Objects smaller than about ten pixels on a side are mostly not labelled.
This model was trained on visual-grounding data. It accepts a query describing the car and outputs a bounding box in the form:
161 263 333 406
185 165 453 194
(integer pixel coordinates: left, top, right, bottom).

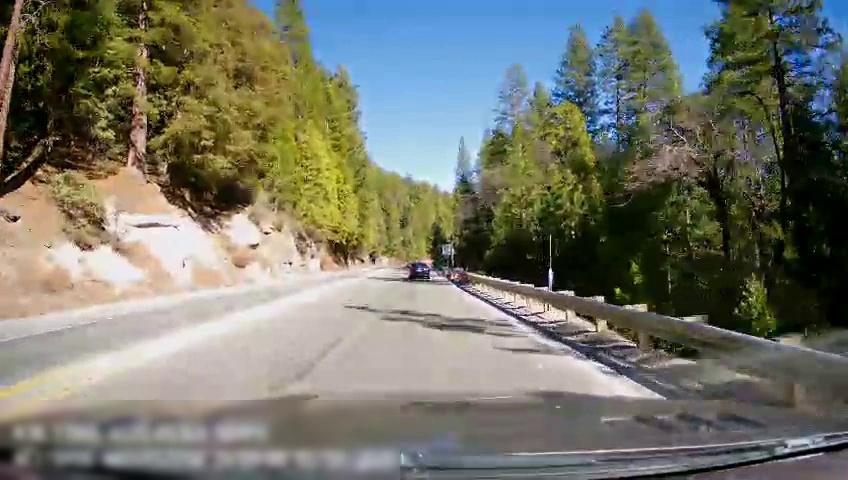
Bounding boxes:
408 261 430 279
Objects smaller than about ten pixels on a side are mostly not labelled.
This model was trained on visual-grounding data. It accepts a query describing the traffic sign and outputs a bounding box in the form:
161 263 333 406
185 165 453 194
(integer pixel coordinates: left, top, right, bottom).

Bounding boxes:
441 245 454 256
